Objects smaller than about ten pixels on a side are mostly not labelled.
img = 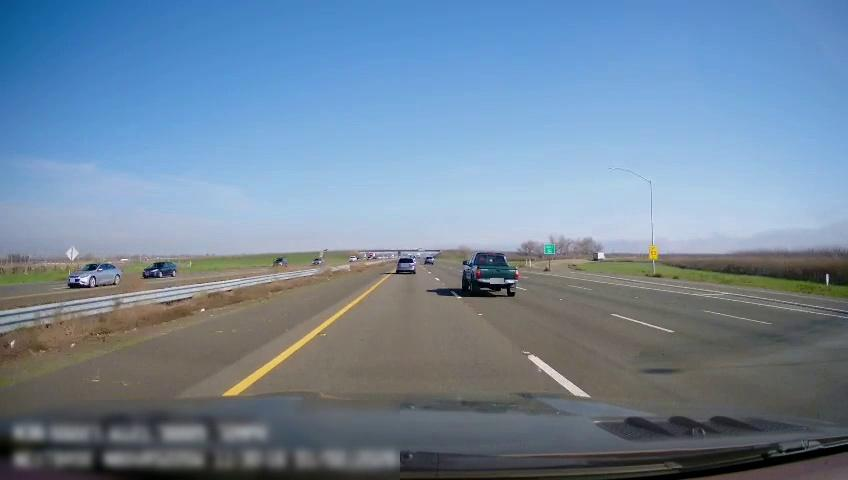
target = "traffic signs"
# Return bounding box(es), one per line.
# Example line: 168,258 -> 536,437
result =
545,242 -> 555,254
649,245 -> 659,259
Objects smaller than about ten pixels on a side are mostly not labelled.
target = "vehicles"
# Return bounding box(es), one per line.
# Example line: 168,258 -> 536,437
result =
424,256 -> 434,265
311,258 -> 326,267
592,252 -> 606,262
141,261 -> 177,279
462,252 -> 520,297
272,257 -> 288,269
67,263 -> 123,289
395,256 -> 417,275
